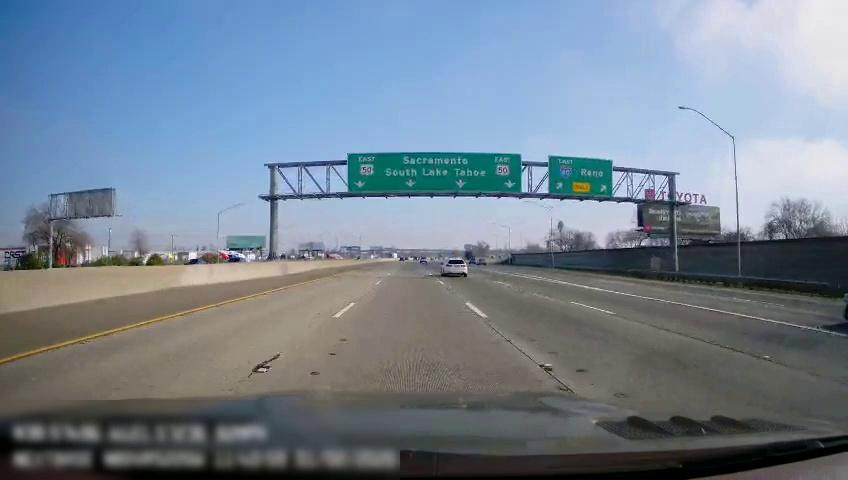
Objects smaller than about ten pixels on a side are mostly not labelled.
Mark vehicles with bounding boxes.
[439,257,469,277]
[841,293,848,323]
[184,258,208,266]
